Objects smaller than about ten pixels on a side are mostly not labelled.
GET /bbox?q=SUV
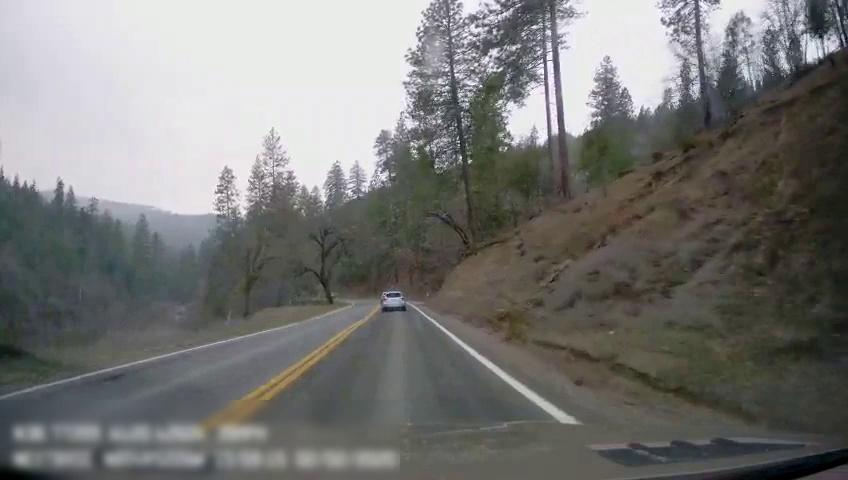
[382,291,406,311]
